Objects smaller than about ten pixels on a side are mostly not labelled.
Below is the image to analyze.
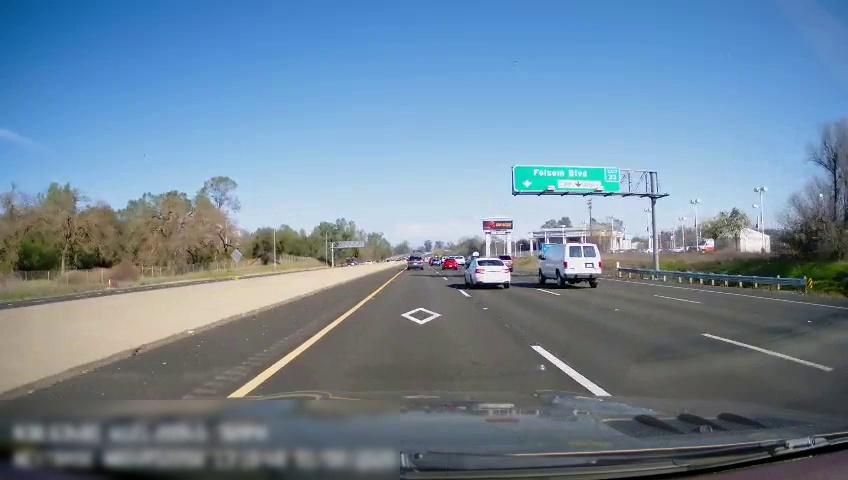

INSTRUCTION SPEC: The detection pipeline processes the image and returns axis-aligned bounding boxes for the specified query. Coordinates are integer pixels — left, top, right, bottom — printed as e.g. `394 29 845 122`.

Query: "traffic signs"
230 248 243 264
510 164 622 197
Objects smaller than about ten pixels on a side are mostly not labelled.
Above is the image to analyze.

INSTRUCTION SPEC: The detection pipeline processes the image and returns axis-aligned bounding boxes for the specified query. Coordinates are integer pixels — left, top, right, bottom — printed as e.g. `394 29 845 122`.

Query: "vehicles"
536 243 602 288
463 258 511 289
442 259 459 271
406 255 424 270
465 256 480 268
487 253 514 272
